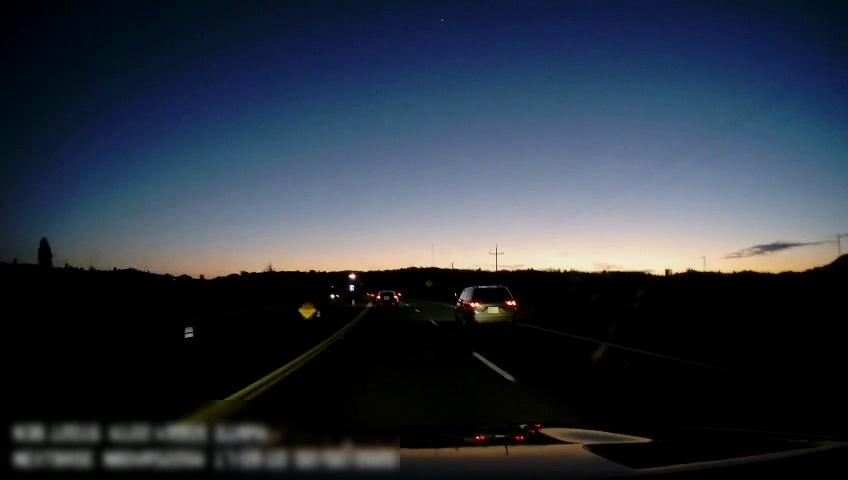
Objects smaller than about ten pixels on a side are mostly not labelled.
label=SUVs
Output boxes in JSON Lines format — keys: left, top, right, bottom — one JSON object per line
{"left": 453, "top": 286, "right": 519, "bottom": 333}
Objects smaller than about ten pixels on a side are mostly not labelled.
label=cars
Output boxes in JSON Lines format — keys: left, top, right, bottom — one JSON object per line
{"left": 377, "top": 290, "right": 399, "bottom": 308}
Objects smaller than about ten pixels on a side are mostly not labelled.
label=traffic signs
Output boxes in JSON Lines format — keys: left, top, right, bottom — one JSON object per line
{"left": 425, "top": 279, "right": 434, "bottom": 289}
{"left": 299, "top": 302, "right": 318, "bottom": 320}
